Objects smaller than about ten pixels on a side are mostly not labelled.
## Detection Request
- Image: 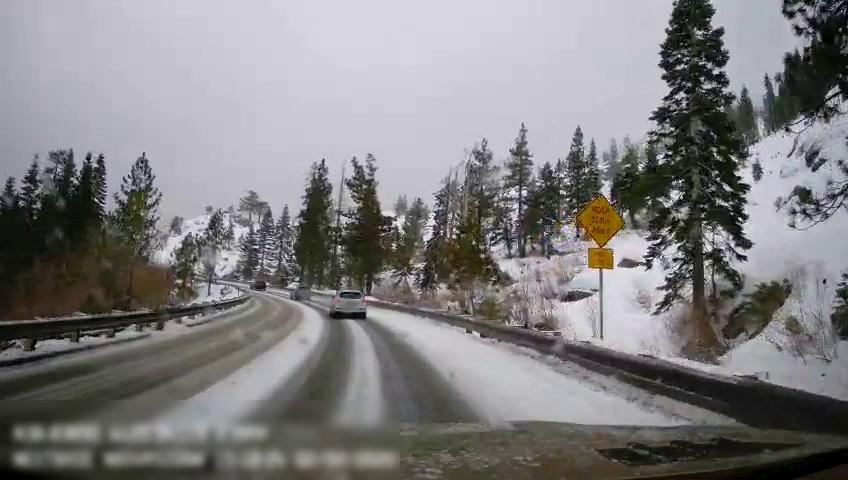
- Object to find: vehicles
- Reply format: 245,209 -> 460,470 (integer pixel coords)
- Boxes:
290,285 -> 311,301
250,279 -> 267,291
329,290 -> 367,320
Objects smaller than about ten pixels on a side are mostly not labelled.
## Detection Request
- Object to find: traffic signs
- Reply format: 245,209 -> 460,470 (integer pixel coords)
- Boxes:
587,248 -> 614,269
576,194 -> 625,247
